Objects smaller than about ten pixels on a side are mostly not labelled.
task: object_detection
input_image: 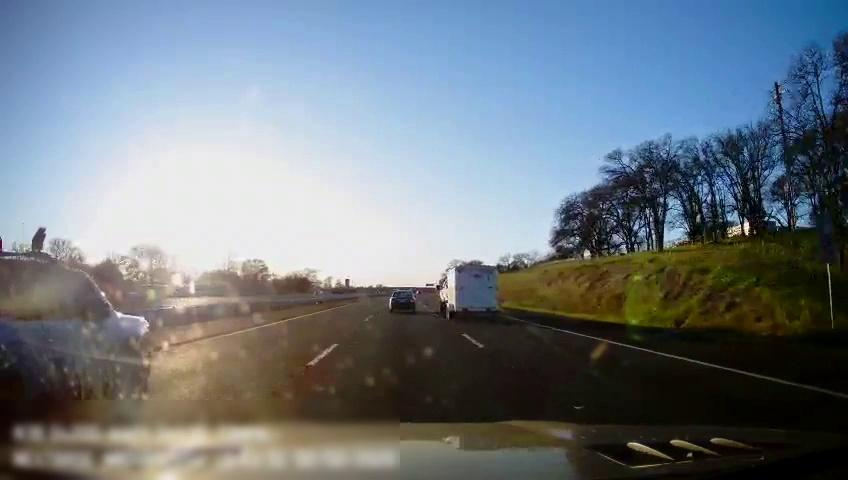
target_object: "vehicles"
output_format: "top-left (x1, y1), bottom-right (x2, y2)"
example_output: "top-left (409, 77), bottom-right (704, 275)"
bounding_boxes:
top-left (446, 265), bottom-right (501, 323)
top-left (0, 257), bottom-right (154, 432)
top-left (389, 290), bottom-right (416, 314)
top-left (435, 278), bottom-right (447, 319)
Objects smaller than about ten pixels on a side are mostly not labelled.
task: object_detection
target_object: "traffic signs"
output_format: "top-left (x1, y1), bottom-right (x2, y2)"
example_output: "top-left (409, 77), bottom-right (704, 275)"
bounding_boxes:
top-left (344, 278), bottom-right (350, 290)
